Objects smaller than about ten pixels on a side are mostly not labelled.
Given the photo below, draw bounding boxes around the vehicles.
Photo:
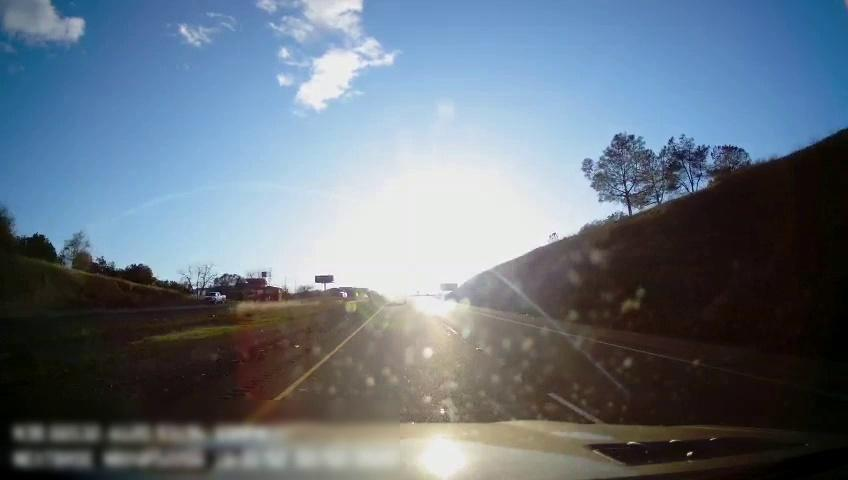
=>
[203,292,226,305]
[393,292,409,305]
[337,291,348,300]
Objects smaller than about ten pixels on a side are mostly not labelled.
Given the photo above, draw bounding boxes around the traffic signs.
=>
[444,284,458,290]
